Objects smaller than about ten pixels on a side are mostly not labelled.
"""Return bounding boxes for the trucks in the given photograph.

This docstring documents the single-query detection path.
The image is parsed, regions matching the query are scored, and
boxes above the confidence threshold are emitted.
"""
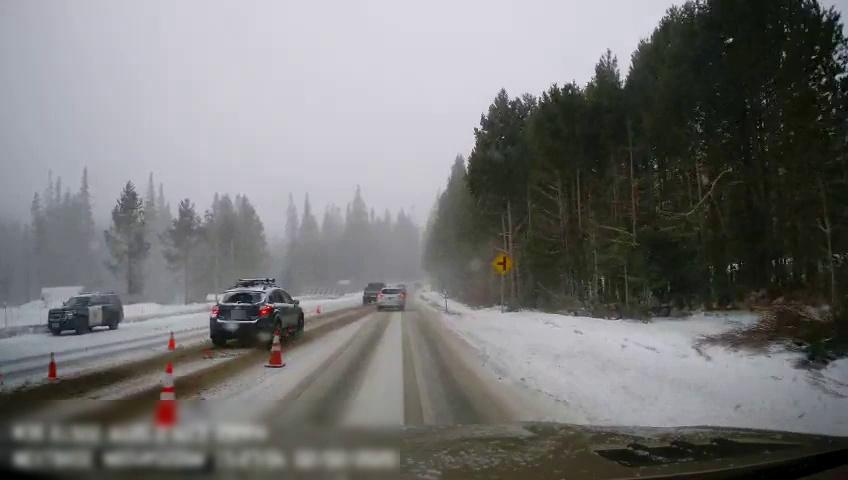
[362,281,387,305]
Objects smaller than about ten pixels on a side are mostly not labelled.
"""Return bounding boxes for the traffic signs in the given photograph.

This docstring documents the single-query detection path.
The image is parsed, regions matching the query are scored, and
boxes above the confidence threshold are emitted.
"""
[491,252,514,275]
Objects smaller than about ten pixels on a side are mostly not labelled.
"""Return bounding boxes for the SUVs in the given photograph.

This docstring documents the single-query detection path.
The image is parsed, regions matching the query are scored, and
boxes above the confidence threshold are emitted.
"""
[376,286,405,312]
[209,277,306,349]
[46,293,125,336]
